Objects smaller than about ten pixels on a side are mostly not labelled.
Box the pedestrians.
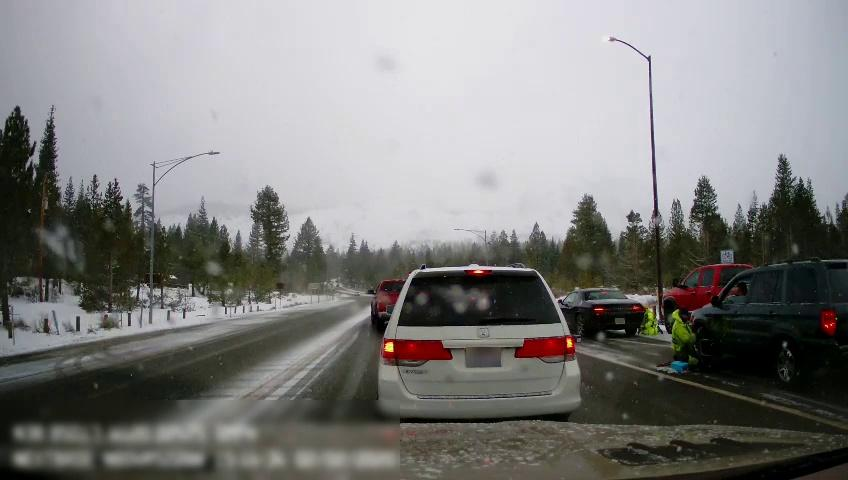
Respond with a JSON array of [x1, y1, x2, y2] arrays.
[[644, 311, 664, 337], [670, 306, 703, 365]]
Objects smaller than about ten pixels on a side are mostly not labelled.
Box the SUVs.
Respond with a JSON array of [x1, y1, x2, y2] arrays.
[[689, 259, 848, 388]]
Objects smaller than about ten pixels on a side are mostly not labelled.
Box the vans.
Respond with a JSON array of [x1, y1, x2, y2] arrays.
[[377, 263, 583, 423]]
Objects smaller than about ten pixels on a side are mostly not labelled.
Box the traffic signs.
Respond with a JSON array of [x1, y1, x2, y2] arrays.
[[720, 249, 735, 264]]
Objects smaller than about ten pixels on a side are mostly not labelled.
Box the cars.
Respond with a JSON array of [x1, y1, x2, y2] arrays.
[[557, 288, 646, 338]]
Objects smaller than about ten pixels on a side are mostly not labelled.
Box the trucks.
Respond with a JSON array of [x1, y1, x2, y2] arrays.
[[370, 279, 407, 331], [662, 263, 752, 335]]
